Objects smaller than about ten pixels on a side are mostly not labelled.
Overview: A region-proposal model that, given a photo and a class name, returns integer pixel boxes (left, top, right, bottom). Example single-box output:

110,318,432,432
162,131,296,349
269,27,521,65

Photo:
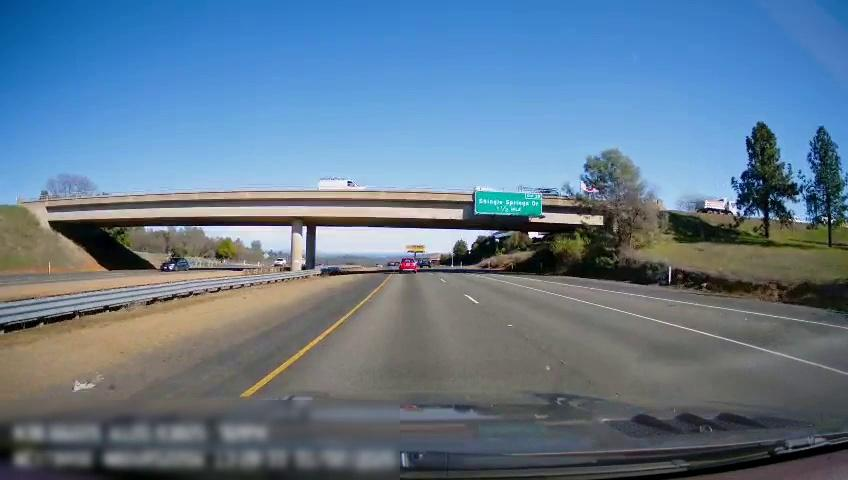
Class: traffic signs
474,192,544,217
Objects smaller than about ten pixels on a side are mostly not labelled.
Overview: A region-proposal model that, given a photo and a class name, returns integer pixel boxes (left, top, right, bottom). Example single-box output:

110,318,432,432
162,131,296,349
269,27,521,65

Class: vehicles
398,257,418,274
159,256,189,272
694,197,737,216
419,258,431,268
319,178,354,189
272,258,287,267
